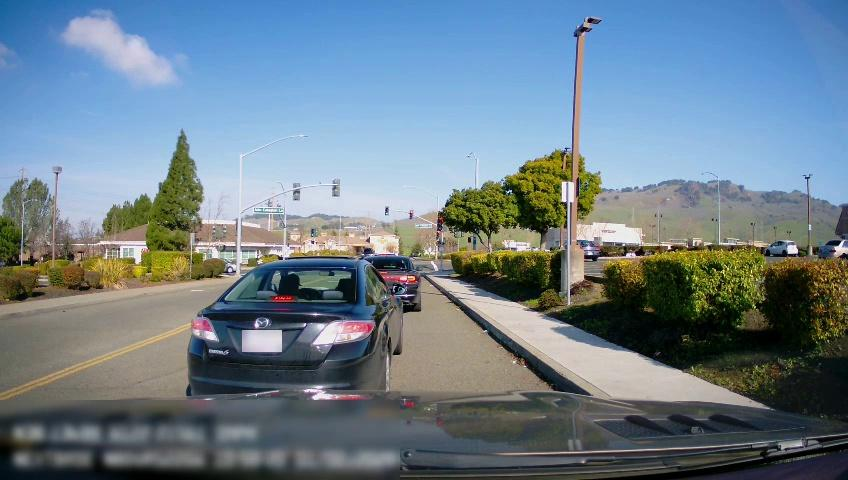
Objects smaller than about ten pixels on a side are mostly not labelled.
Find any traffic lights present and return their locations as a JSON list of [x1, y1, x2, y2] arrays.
[[331, 179, 340, 196], [291, 183, 300, 201]]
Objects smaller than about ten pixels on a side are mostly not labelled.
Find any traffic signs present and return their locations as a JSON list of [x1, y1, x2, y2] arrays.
[[417, 222, 433, 229], [254, 205, 285, 216]]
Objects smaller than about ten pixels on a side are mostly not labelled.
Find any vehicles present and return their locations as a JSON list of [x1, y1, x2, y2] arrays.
[[184, 255, 405, 396], [817, 237, 848, 270], [361, 245, 374, 255], [577, 237, 602, 260], [764, 239, 799, 256], [367, 255, 424, 311], [224, 257, 238, 274]]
